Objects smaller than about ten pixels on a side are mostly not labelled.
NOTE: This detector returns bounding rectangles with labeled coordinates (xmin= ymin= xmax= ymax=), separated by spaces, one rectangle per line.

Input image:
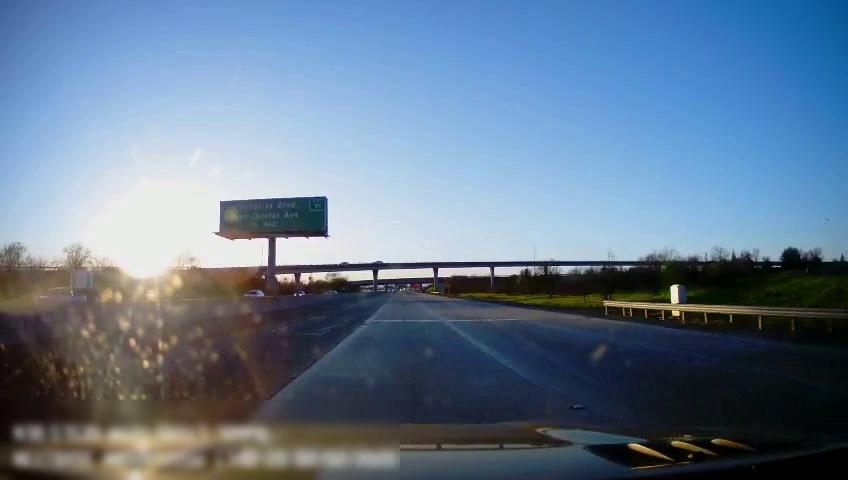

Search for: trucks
xmin=32 ymin=287 xmax=87 ymax=307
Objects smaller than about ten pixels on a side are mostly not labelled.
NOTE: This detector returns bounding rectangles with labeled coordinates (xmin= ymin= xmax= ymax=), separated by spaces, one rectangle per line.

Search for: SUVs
xmin=244 ymin=290 xmax=264 ymax=299
xmin=294 ymin=290 xmax=306 ymax=297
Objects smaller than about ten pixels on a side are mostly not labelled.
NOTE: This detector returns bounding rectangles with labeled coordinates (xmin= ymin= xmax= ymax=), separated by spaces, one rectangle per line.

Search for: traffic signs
xmin=220 ymin=196 xmax=327 ymax=234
